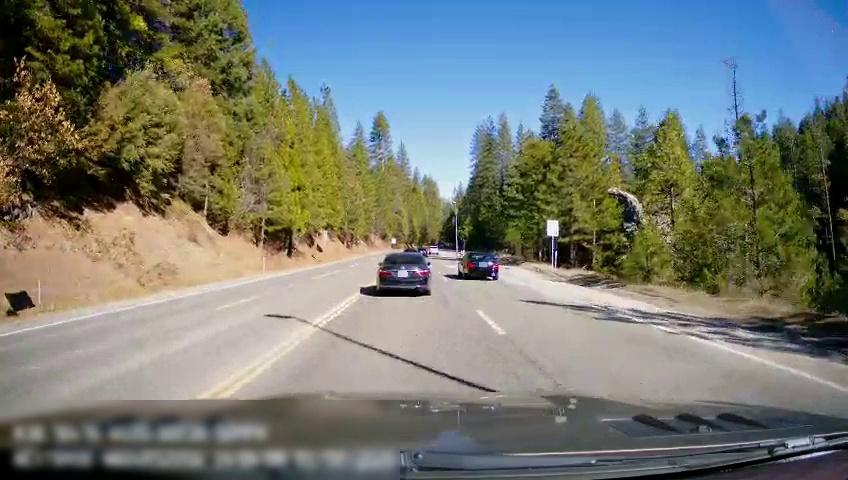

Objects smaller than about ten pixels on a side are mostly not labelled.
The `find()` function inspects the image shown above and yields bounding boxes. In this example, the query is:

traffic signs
[546,218,560,237]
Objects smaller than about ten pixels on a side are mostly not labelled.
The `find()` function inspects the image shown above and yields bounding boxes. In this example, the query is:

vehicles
[415,246,429,257]
[456,249,500,281]
[428,245,440,255]
[377,253,433,296]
